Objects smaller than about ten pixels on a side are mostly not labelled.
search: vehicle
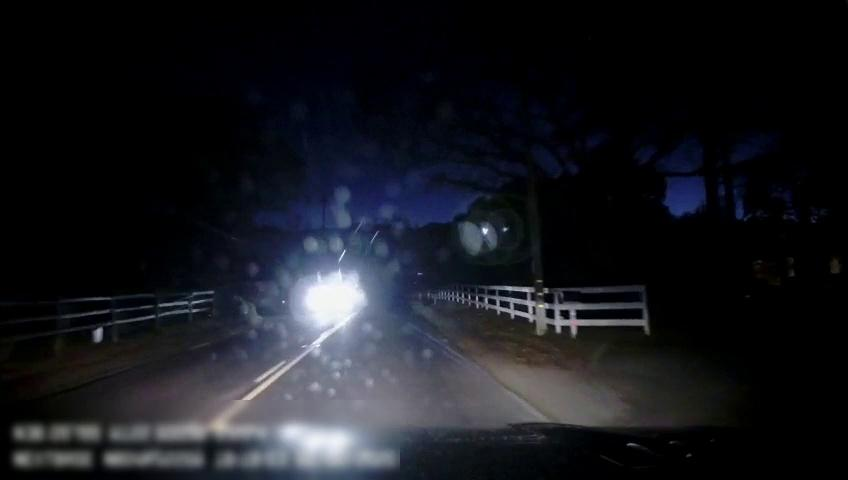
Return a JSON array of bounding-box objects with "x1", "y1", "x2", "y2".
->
[{"x1": 304, "y1": 277, "x2": 353, "y2": 317}]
